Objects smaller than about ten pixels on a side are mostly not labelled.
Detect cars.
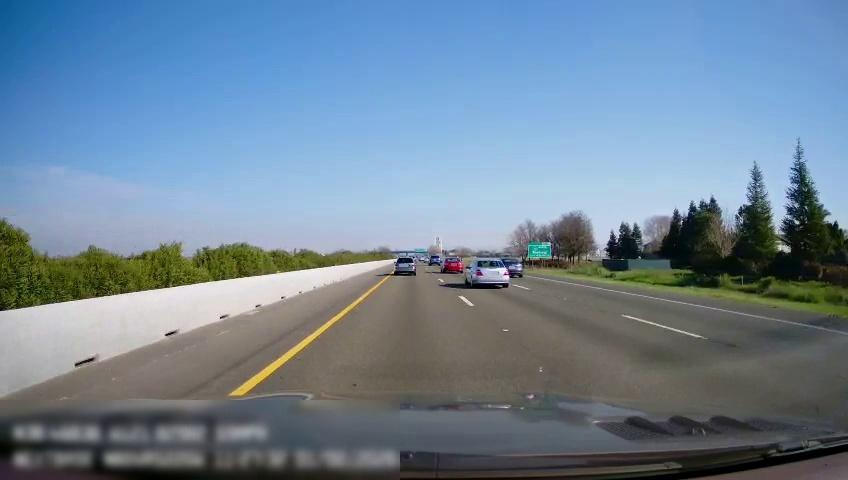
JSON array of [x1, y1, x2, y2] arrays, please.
[[463, 258, 510, 289], [440, 256, 464, 274], [499, 258, 525, 280]]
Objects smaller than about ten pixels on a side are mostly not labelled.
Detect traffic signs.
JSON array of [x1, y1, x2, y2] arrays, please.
[[528, 240, 552, 259], [415, 248, 426, 255]]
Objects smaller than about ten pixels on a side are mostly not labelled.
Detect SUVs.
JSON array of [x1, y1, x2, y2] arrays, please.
[[427, 255, 443, 267], [394, 257, 417, 278]]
